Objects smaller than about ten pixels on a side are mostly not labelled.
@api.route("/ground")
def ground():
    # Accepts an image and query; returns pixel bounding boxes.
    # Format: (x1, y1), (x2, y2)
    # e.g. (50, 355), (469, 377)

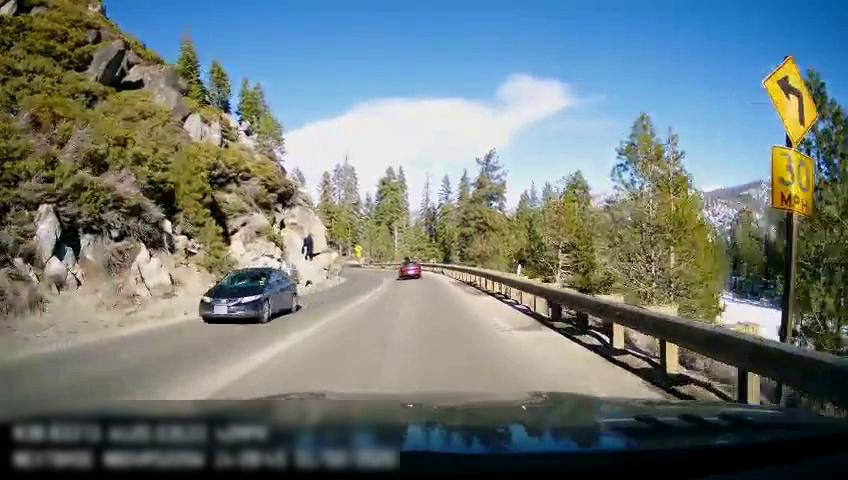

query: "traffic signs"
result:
(758, 55), (820, 144)
(767, 145), (823, 219)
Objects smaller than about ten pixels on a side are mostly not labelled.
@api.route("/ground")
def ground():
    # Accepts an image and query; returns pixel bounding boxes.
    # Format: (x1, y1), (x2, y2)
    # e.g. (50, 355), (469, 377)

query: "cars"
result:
(399, 260), (423, 280)
(198, 267), (298, 325)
